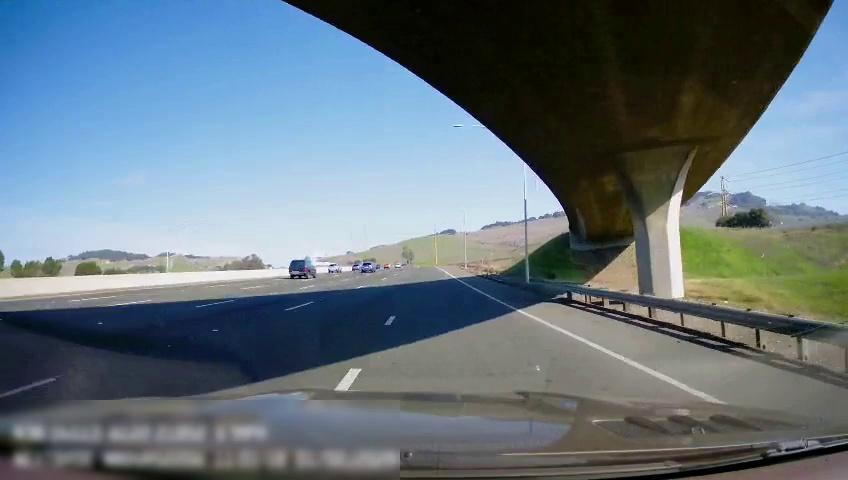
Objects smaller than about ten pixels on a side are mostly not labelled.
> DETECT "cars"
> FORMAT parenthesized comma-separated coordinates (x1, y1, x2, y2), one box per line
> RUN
(327, 263, 342, 274)
(360, 261, 377, 273)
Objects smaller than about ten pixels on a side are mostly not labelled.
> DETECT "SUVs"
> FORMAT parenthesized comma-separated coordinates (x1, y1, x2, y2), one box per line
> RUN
(289, 259, 317, 280)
